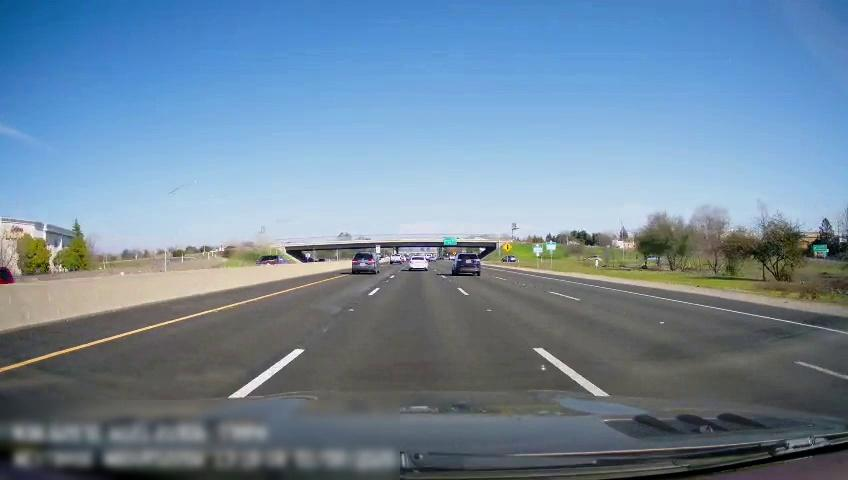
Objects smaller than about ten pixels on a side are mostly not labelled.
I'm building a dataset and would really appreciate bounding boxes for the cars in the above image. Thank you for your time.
[408,256,428,271]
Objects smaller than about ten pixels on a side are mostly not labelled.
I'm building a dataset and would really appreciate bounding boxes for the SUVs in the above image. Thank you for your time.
[351,251,381,275]
[449,253,481,276]
[0,266,16,285]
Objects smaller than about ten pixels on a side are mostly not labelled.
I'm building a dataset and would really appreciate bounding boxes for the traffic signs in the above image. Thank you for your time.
[501,241,514,253]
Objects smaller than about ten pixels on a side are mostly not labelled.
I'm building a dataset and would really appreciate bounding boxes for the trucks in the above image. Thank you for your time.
[255,254,288,266]
[389,253,402,265]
